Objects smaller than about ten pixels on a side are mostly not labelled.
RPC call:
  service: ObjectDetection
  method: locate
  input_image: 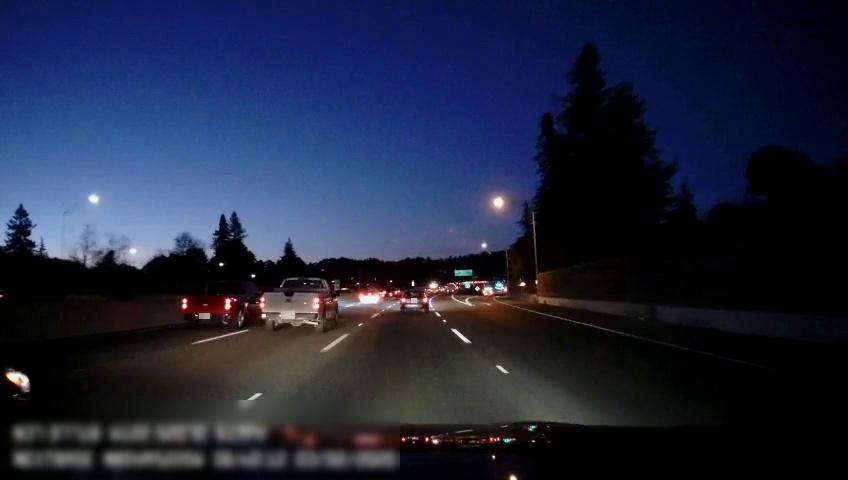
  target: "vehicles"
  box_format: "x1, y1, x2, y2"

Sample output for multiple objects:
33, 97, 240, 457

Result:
0, 364, 34, 437
400, 289, 429, 313
327, 280, 340, 291
384, 287, 400, 299
180, 280, 265, 330
360, 290, 383, 304
260, 277, 340, 333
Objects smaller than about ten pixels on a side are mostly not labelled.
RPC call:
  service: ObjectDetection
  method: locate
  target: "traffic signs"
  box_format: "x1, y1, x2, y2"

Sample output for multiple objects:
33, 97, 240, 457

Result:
454, 269, 473, 277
